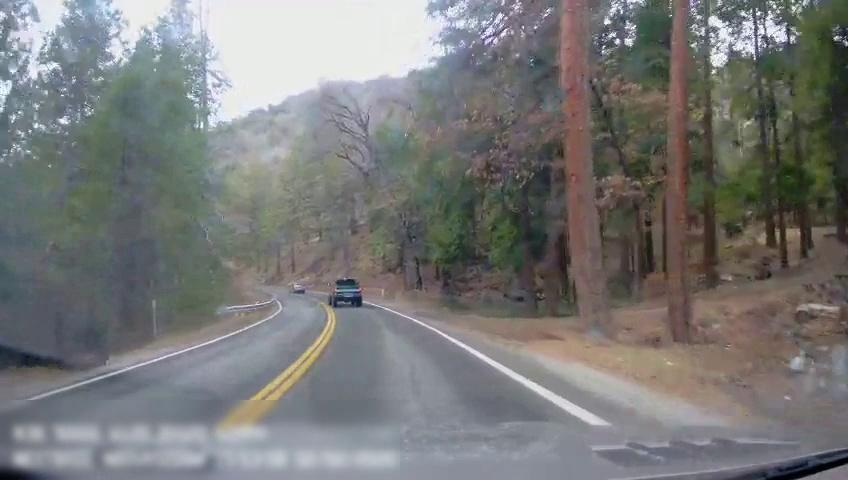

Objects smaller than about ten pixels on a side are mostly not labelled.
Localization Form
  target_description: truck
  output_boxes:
[327,277,363,308]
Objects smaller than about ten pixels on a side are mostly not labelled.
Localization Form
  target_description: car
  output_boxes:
[289,283,305,294]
